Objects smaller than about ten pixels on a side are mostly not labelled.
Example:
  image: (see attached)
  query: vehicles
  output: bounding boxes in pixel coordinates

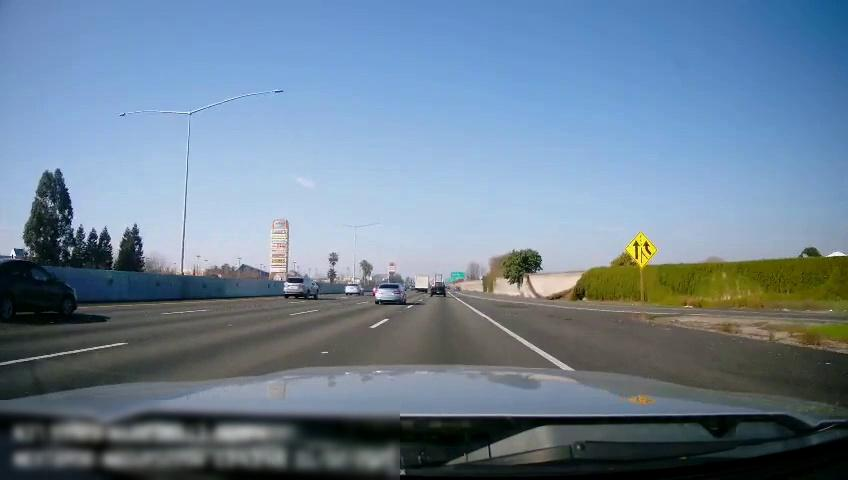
[372,284,378,297]
[283,276,320,300]
[431,282,447,297]
[414,271,429,293]
[374,282,407,304]
[345,282,365,296]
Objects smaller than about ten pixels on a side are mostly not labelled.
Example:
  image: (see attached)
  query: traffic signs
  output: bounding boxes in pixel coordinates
[626,231,657,267]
